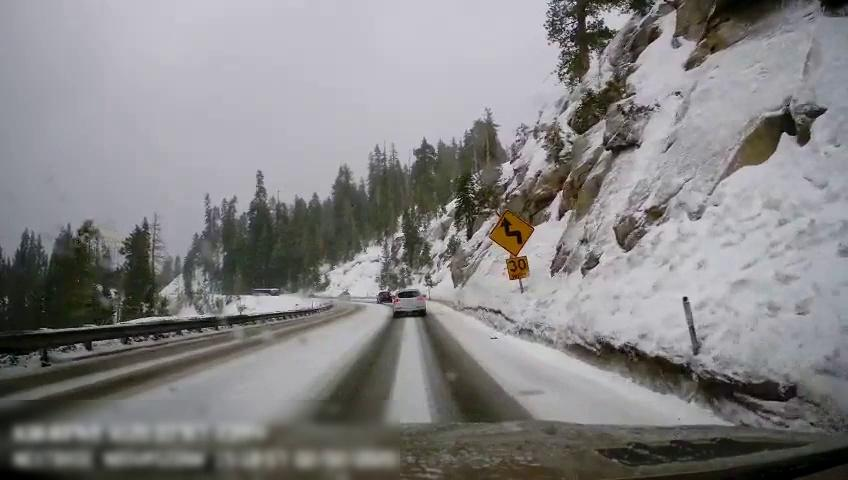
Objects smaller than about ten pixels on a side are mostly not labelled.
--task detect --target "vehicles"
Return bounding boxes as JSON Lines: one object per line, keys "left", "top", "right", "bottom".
{"left": 393, "top": 288, "right": 427, "bottom": 318}
{"left": 376, "top": 291, "right": 393, "bottom": 304}
{"left": 252, "top": 288, "right": 280, "bottom": 296}
{"left": 338, "top": 291, "right": 351, "bottom": 302}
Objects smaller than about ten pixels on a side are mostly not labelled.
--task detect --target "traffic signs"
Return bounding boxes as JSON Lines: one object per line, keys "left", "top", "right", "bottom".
{"left": 506, "top": 256, "right": 531, "bottom": 280}
{"left": 489, "top": 209, "right": 535, "bottom": 256}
